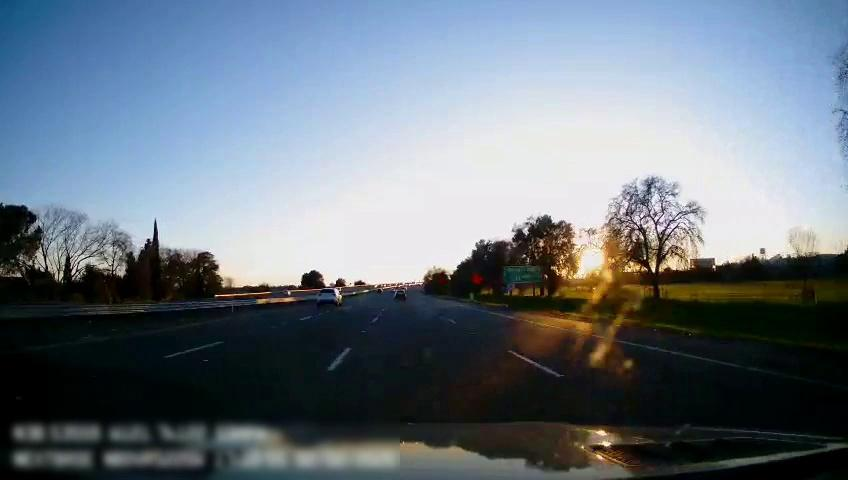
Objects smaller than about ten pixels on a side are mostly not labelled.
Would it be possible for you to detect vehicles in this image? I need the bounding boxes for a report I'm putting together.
[394,289,407,299]
[316,288,344,309]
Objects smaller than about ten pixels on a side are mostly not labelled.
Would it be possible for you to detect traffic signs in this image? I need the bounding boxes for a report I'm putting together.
[470,272,484,285]
[504,265,544,283]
